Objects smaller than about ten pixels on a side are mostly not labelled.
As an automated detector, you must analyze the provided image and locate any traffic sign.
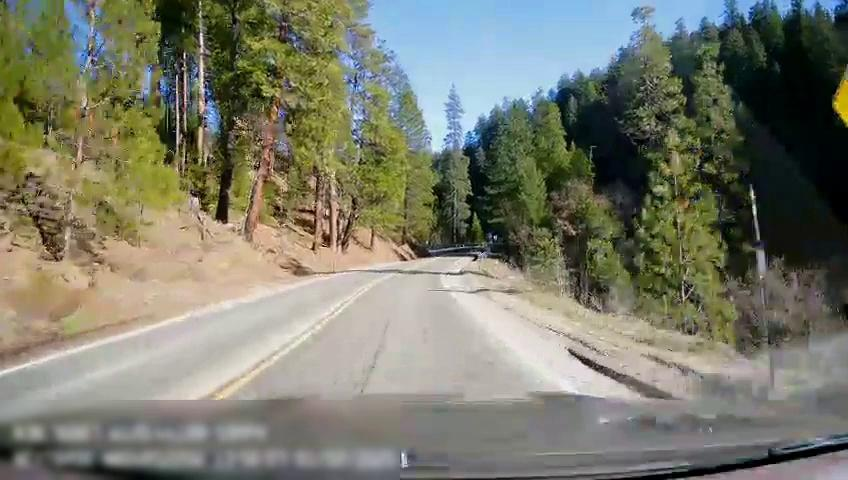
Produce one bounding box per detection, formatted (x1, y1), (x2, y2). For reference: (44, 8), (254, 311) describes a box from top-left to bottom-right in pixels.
(832, 68), (848, 129)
